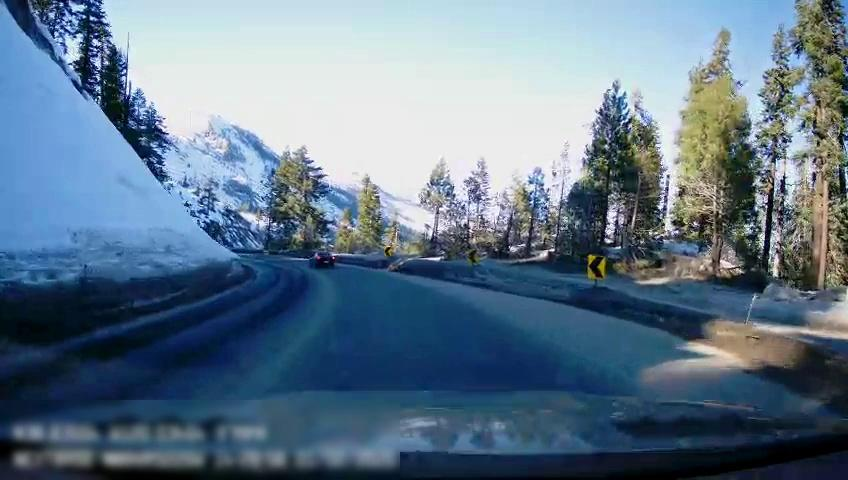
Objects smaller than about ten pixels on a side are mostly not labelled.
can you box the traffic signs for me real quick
[586,256,607,280]
[383,244,394,257]
[469,249,482,264]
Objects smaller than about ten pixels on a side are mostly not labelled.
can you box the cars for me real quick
[309,252,335,271]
